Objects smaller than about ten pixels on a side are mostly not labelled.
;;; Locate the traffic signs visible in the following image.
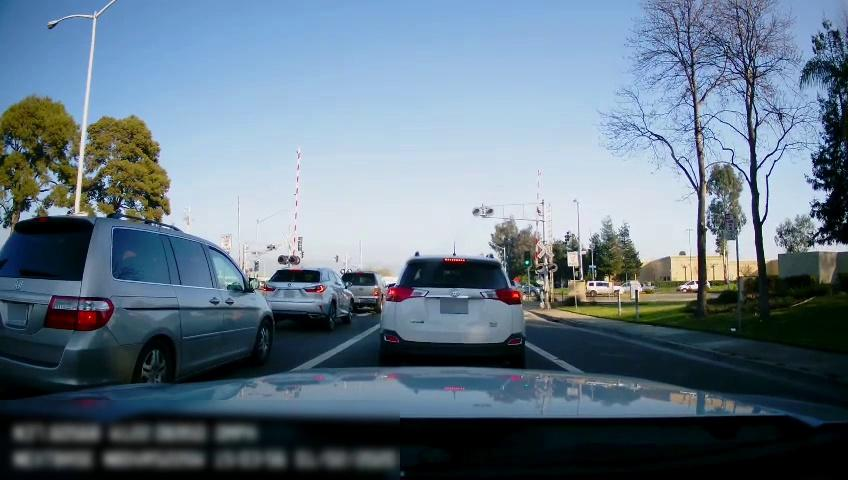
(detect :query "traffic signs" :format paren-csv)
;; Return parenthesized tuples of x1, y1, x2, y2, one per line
(536, 240, 555, 260)
(567, 251, 579, 267)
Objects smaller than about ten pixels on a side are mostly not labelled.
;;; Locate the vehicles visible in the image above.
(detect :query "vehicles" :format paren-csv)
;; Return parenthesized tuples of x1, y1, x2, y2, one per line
(263, 266, 354, 330)
(585, 280, 624, 297)
(380, 252, 526, 363)
(622, 282, 657, 294)
(0, 212, 276, 392)
(340, 270, 388, 314)
(509, 282, 541, 296)
(679, 280, 711, 294)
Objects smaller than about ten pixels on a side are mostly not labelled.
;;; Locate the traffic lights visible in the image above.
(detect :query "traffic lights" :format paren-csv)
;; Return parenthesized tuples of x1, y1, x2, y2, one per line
(297, 237, 304, 252)
(563, 230, 570, 245)
(288, 255, 300, 265)
(523, 251, 531, 265)
(277, 255, 288, 265)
